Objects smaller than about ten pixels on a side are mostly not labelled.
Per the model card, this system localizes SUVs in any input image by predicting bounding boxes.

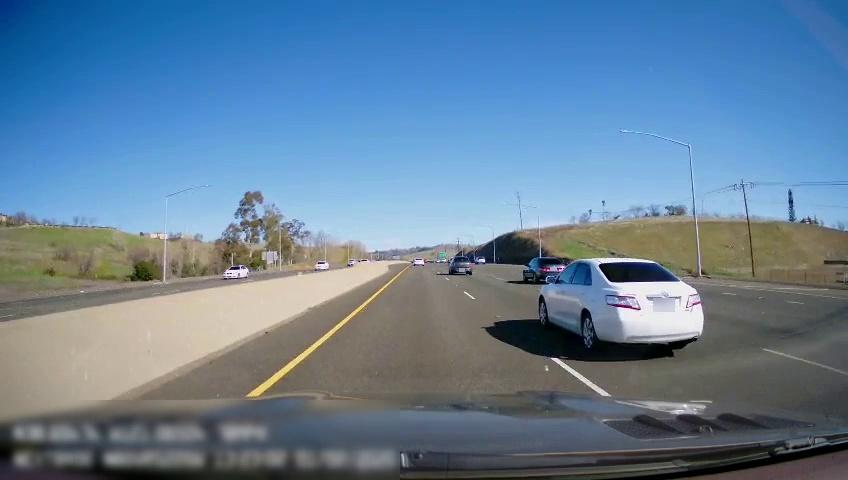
[413,256,425,266]
[474,255,486,264]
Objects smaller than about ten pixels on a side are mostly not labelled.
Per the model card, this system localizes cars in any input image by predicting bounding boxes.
[538,259,704,349]
[449,255,473,275]
[522,257,566,284]
[314,260,329,270]
[223,265,249,279]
